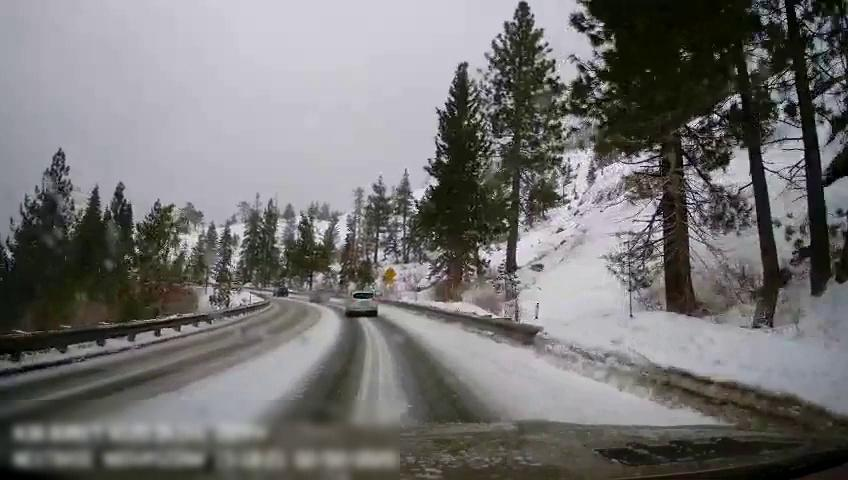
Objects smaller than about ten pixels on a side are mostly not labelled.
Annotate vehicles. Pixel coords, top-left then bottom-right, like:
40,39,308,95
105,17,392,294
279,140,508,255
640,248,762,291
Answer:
344,291,378,318
310,289,331,304
230,281,240,291
273,286,289,297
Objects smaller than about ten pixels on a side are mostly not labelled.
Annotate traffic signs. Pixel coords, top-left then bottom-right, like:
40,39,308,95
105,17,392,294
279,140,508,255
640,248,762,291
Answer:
384,279,395,285
384,266,397,279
